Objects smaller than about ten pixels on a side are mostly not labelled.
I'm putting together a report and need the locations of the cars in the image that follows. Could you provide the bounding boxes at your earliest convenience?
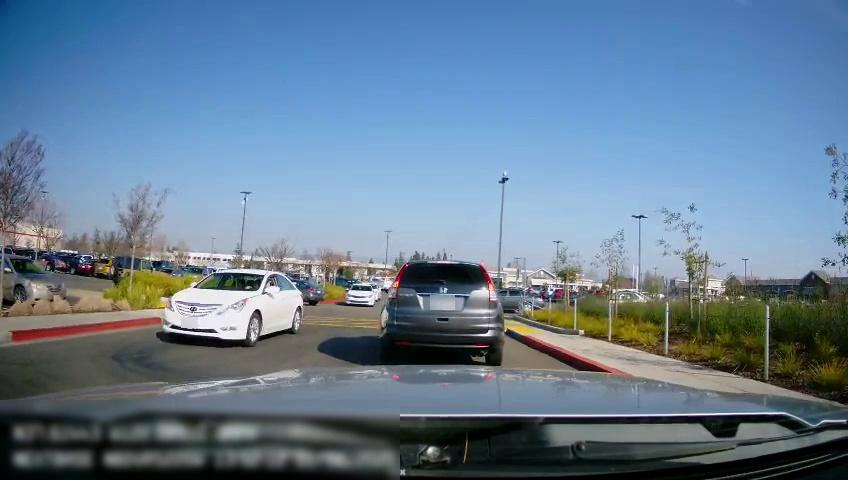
[291,279,324,307]
[502,287,544,314]
[343,283,376,308]
[161,267,305,349]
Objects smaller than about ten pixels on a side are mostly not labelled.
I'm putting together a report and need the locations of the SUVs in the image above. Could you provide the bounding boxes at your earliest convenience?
[380,259,505,368]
